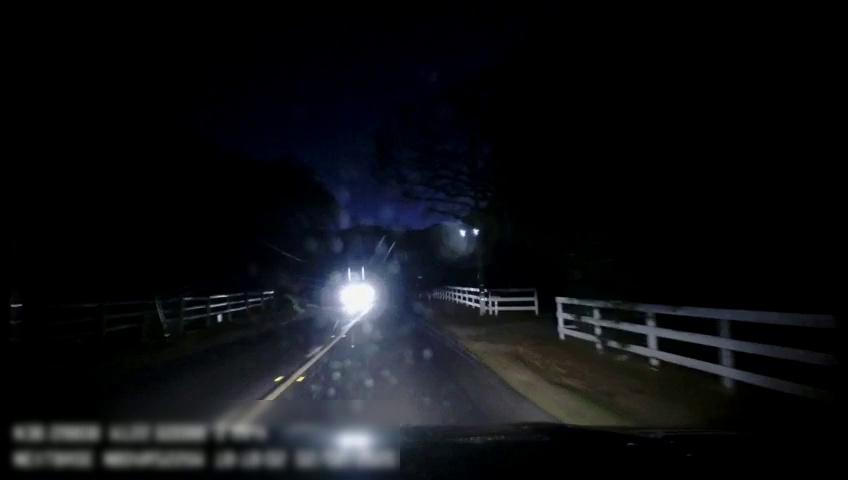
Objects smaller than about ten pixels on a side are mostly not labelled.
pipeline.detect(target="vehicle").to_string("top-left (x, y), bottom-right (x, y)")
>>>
top-left (340, 281), bottom-right (373, 309)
